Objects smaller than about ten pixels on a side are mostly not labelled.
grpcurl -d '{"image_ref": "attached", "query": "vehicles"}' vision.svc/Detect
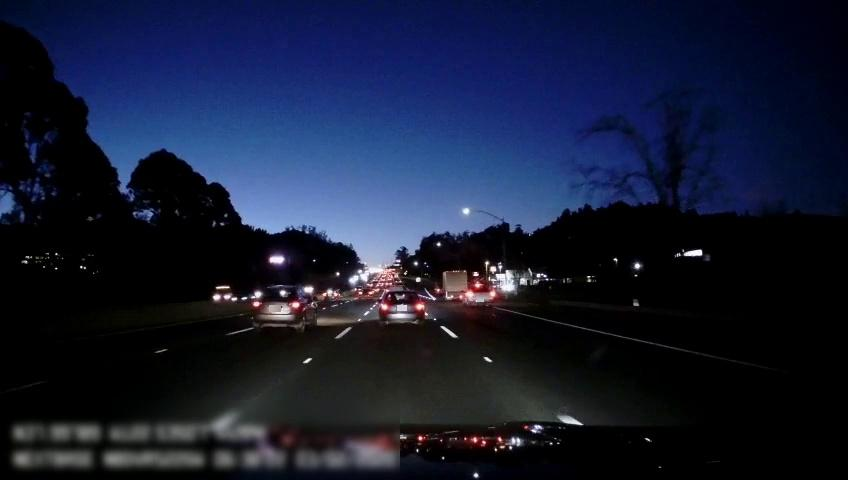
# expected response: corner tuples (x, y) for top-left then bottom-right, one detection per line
(212, 286), (242, 302)
(252, 285), (318, 335)
(443, 271), (468, 303)
(322, 290), (342, 303)
(460, 284), (495, 309)
(358, 287), (375, 301)
(389, 286), (405, 291)
(377, 290), (426, 328)
(231, 289), (255, 302)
